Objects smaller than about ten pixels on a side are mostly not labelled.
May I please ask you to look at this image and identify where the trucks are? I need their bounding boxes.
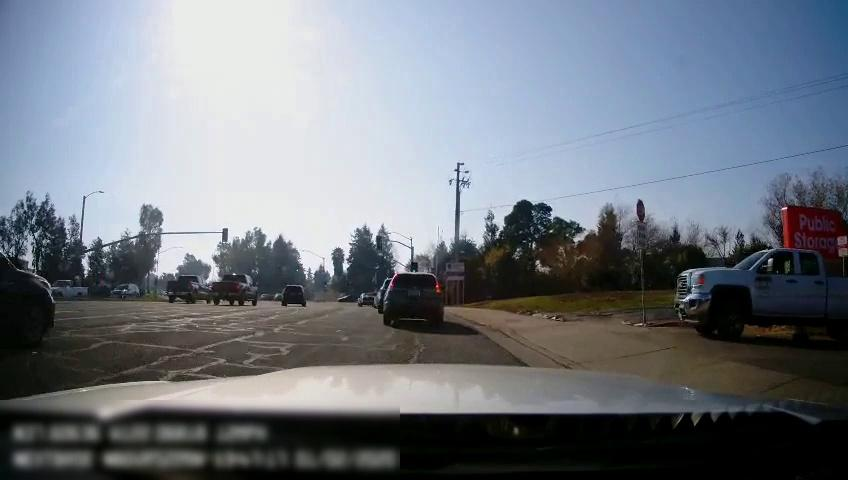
[167,274,212,304]
[211,272,260,306]
[675,247,848,342]
[50,279,89,298]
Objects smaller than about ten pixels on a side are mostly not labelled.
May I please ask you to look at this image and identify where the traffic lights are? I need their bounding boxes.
[222,227,229,243]
[410,262,419,273]
[138,229,146,248]
[376,236,382,251]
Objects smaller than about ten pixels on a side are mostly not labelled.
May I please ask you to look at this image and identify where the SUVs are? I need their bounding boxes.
[281,284,307,308]
[112,284,140,297]
[377,278,392,314]
[381,272,446,329]
[0,250,55,351]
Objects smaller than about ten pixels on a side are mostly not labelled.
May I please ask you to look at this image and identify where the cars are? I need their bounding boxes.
[336,293,356,302]
[356,293,376,307]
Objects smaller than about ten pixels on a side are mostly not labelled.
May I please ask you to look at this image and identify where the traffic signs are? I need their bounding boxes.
[449,263,465,272]
[636,220,646,248]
